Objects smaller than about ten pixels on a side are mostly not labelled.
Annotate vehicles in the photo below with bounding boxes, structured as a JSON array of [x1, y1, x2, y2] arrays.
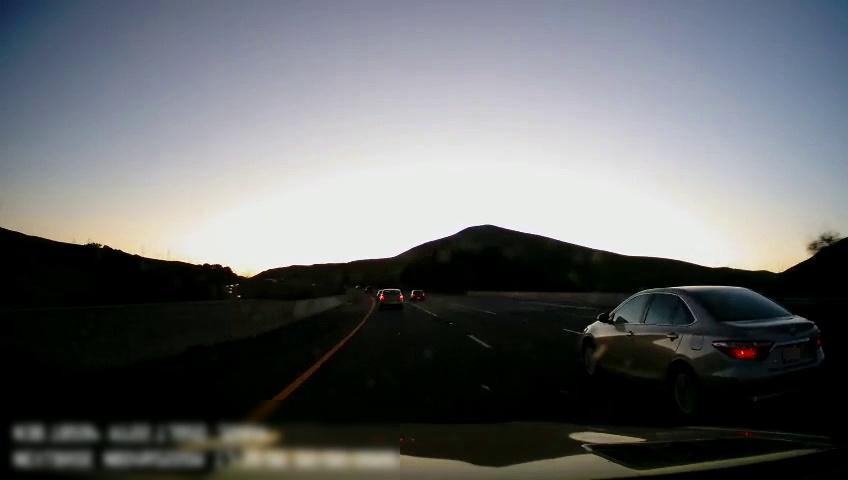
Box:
[[410, 290, 425, 301], [581, 285, 826, 420], [379, 288, 404, 310], [376, 290, 383, 301]]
